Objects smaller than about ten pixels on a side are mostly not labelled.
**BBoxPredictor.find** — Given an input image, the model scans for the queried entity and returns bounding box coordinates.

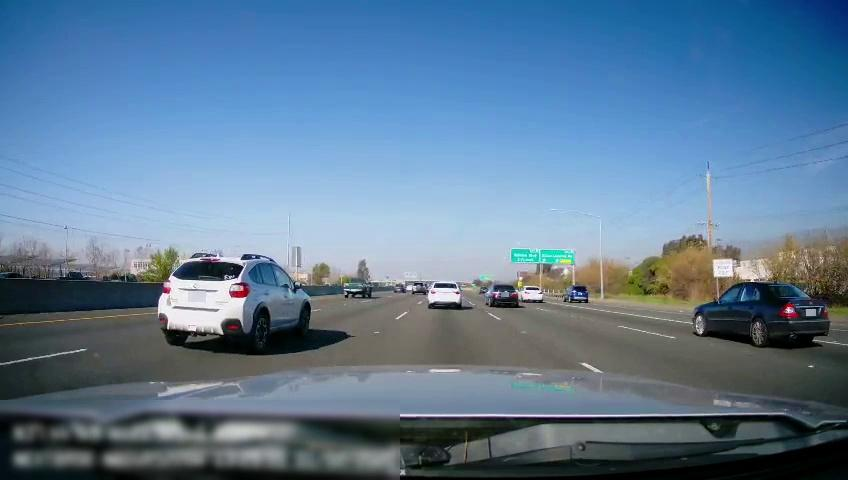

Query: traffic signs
[540,247,576,265]
[510,247,541,265]
[712,257,734,278]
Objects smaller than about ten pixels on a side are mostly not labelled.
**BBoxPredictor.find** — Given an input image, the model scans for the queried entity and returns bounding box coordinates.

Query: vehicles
[156,252,314,355]
[485,283,520,308]
[393,283,406,293]
[343,277,373,298]
[562,285,589,304]
[691,280,831,348]
[55,271,91,281]
[516,285,544,303]
[411,282,427,295]
[427,280,463,310]
[0,271,25,280]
